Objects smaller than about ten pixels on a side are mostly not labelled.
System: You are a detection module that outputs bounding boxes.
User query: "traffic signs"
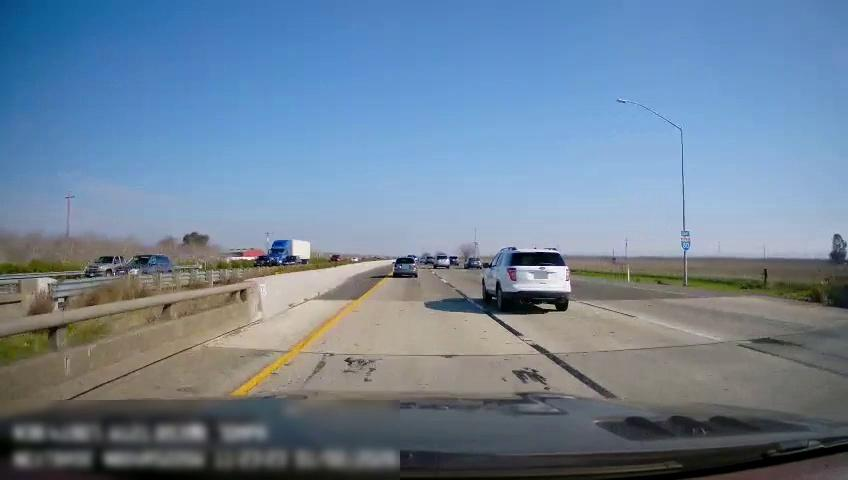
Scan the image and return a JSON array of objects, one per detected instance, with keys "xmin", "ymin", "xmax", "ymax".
[{"xmin": 680, "ymin": 230, "xmax": 691, "ymax": 251}]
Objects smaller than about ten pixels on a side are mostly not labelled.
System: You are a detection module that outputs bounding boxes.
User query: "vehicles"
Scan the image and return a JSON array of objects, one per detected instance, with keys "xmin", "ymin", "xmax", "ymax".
[
  {"xmin": 253, "ymin": 254, "xmax": 267, "ymax": 268},
  {"xmin": 83, "ymin": 255, "xmax": 133, "ymax": 278},
  {"xmin": 463, "ymin": 256, "xmax": 482, "ymax": 269},
  {"xmin": 112, "ymin": 254, "xmax": 172, "ymax": 277},
  {"xmin": 282, "ymin": 255, "xmax": 302, "ymax": 266},
  {"xmin": 266, "ymin": 240, "xmax": 312, "ymax": 266},
  {"xmin": 392, "ymin": 256, "xmax": 419, "ymax": 278},
  {"xmin": 449, "ymin": 255, "xmax": 460, "ymax": 266},
  {"xmin": 480, "ymin": 249, "xmax": 571, "ymax": 312},
  {"xmin": 432, "ymin": 254, "xmax": 451, "ymax": 269}
]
